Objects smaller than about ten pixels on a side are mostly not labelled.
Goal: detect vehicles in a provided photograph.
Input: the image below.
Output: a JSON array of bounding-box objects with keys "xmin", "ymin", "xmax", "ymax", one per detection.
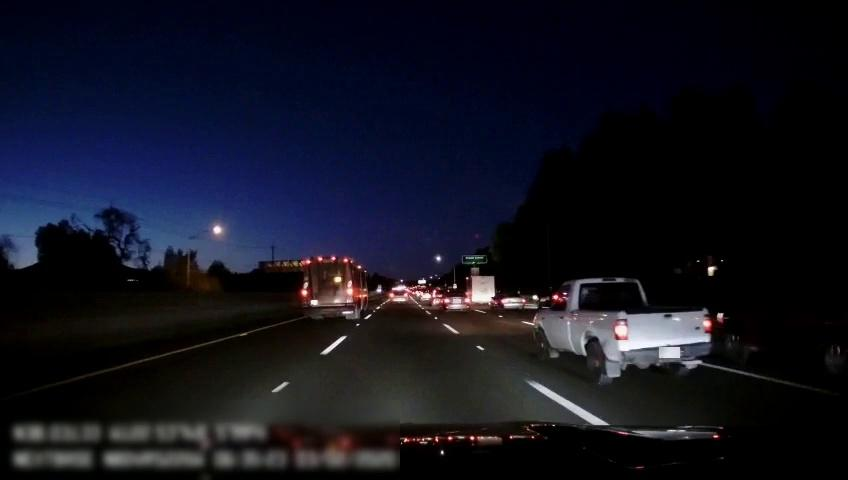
[
  {"xmin": 464, "ymin": 275, "xmax": 495, "ymax": 307},
  {"xmin": 430, "ymin": 295, "xmax": 446, "ymax": 307},
  {"xmin": 533, "ymin": 278, "xmax": 712, "ymax": 387},
  {"xmin": 391, "ymin": 285, "xmax": 410, "ymax": 302},
  {"xmin": 421, "ymin": 290, "xmax": 434, "ymax": 301},
  {"xmin": 445, "ymin": 295, "xmax": 469, "ymax": 312},
  {"xmin": 493, "ymin": 293, "xmax": 526, "ymax": 314},
  {"xmin": 299, "ymin": 254, "xmax": 370, "ymax": 323},
  {"xmin": 710, "ymin": 290, "xmax": 848, "ymax": 376}
]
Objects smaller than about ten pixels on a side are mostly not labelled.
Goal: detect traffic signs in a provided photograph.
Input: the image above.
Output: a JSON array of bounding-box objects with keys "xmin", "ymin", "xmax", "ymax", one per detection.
[{"xmin": 462, "ymin": 255, "xmax": 488, "ymax": 265}]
